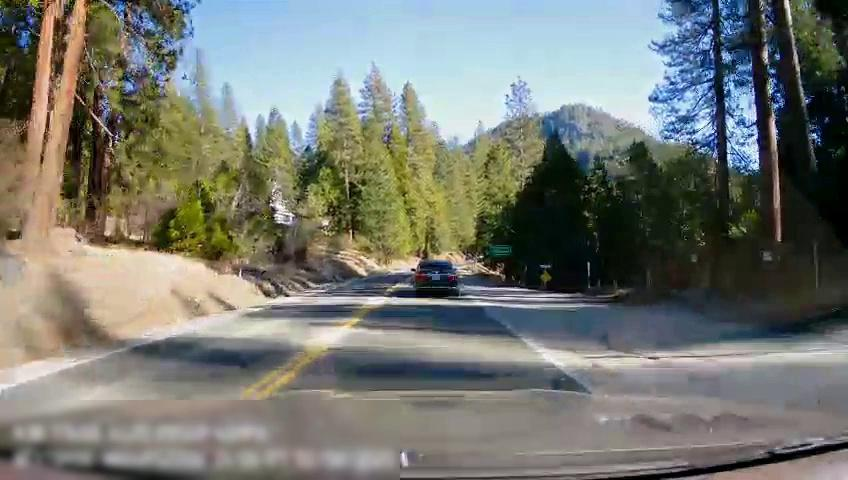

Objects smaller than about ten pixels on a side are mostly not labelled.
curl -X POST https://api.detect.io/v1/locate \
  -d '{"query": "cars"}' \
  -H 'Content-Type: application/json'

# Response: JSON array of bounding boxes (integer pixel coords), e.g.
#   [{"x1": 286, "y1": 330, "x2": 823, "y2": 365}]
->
[{"x1": 409, "y1": 260, "x2": 459, "y2": 298}]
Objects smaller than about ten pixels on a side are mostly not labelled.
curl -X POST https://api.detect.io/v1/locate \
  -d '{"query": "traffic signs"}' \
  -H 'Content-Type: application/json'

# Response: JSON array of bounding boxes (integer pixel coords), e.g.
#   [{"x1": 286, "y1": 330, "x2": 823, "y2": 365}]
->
[
  {"x1": 539, "y1": 264, "x2": 553, "y2": 269},
  {"x1": 489, "y1": 244, "x2": 513, "y2": 257},
  {"x1": 540, "y1": 271, "x2": 553, "y2": 283}
]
